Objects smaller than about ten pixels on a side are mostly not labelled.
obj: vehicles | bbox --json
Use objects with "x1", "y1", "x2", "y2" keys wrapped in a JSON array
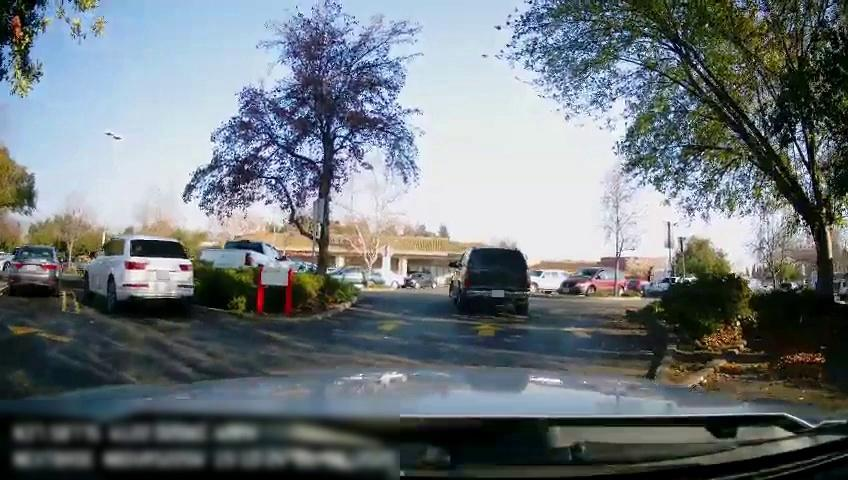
[
  {"x1": 448, "y1": 247, "x2": 529, "y2": 314},
  {"x1": 628, "y1": 280, "x2": 651, "y2": 293},
  {"x1": 658, "y1": 277, "x2": 682, "y2": 293},
  {"x1": 326, "y1": 266, "x2": 385, "y2": 288},
  {"x1": 778, "y1": 282, "x2": 799, "y2": 294},
  {"x1": 8, "y1": 245, "x2": 65, "y2": 297},
  {"x1": 0, "y1": 247, "x2": 20, "y2": 273},
  {"x1": 372, "y1": 270, "x2": 405, "y2": 289},
  {"x1": 400, "y1": 273, "x2": 438, "y2": 289},
  {"x1": 83, "y1": 235, "x2": 194, "y2": 313},
  {"x1": 199, "y1": 240, "x2": 297, "y2": 276},
  {"x1": 528, "y1": 270, "x2": 569, "y2": 294},
  {"x1": 640, "y1": 282, "x2": 660, "y2": 297},
  {"x1": 559, "y1": 267, "x2": 628, "y2": 298},
  {"x1": 676, "y1": 278, "x2": 696, "y2": 293}
]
